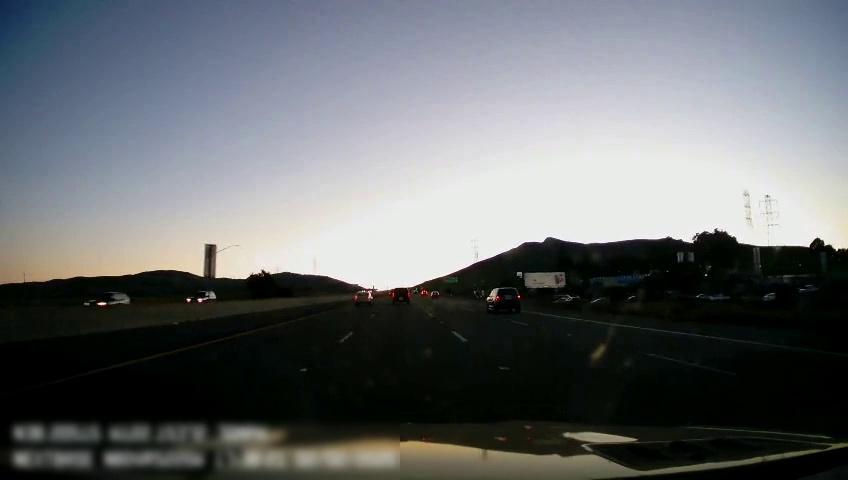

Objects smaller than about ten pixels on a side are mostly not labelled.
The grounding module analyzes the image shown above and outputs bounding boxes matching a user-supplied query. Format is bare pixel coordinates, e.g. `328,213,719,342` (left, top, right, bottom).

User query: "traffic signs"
443,277,459,284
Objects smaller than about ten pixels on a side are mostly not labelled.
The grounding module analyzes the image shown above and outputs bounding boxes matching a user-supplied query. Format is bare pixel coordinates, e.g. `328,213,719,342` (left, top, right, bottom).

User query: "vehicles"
83,291,131,307
486,288,520,313
798,285,818,293
185,291,217,304
590,299,604,305
696,294,709,300
354,291,373,306
708,293,730,302
565,297,582,304
392,287,410,304
763,293,777,302
627,296,638,301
